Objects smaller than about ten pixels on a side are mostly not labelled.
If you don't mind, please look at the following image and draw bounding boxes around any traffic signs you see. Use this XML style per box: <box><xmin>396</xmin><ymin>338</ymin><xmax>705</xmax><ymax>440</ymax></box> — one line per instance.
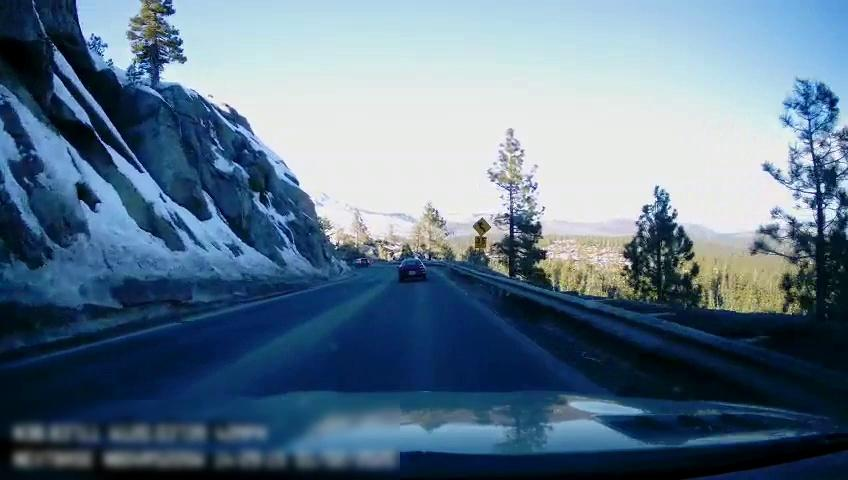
<box><xmin>474</xmin><ymin>236</ymin><xmax>487</xmax><ymax>249</ymax></box>
<box><xmin>471</xmin><ymin>216</ymin><xmax>492</xmax><ymax>235</ymax></box>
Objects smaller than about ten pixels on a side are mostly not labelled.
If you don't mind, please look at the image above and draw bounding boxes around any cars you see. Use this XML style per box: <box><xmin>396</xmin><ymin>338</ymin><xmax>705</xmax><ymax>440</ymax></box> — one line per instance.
<box><xmin>398</xmin><ymin>258</ymin><xmax>427</xmax><ymax>281</ymax></box>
